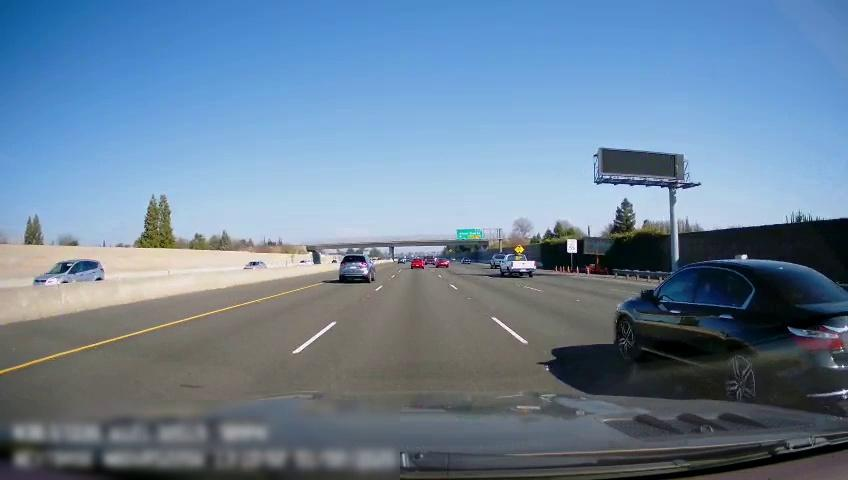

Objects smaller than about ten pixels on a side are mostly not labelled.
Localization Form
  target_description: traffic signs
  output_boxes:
[515,244,523,255]
[457,228,483,241]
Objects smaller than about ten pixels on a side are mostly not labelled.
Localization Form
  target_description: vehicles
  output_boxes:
[499,253,537,279]
[460,257,472,265]
[433,256,449,269]
[424,255,436,266]
[410,257,427,270]
[487,255,505,269]
[31,259,106,287]
[613,258,848,419]
[397,256,408,265]
[338,253,378,284]
[242,260,268,271]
